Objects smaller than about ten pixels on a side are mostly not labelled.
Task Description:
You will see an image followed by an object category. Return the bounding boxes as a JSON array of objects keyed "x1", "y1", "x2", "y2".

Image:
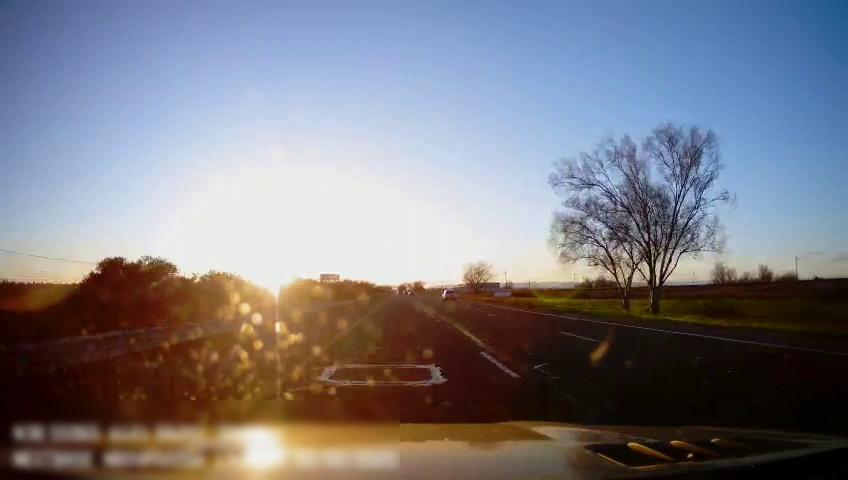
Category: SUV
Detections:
[{"x1": 442, "y1": 289, "x2": 459, "y2": 301}]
